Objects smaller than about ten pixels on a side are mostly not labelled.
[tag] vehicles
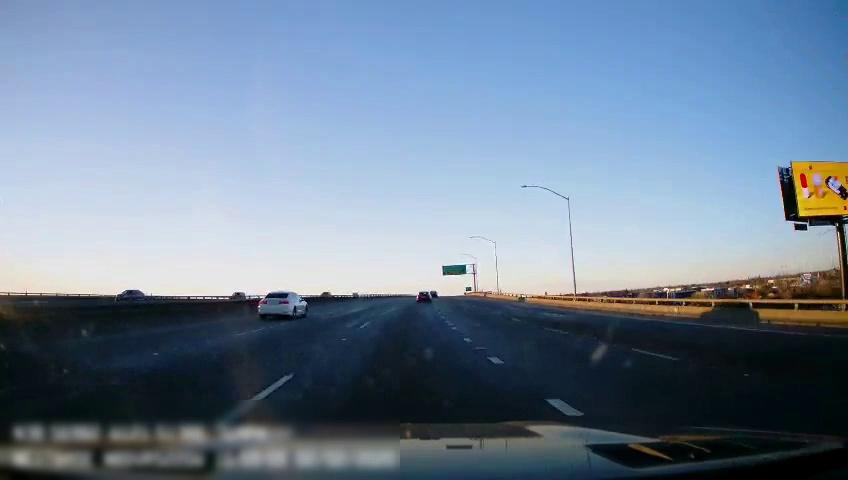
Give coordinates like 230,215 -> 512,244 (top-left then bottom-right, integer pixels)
416,291 -> 432,303
319,291 -> 331,298
229,292 -> 246,300
257,291 -> 309,322
115,290 -> 145,302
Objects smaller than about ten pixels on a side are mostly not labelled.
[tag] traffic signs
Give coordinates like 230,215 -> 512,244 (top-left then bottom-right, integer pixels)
442,264 -> 466,275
